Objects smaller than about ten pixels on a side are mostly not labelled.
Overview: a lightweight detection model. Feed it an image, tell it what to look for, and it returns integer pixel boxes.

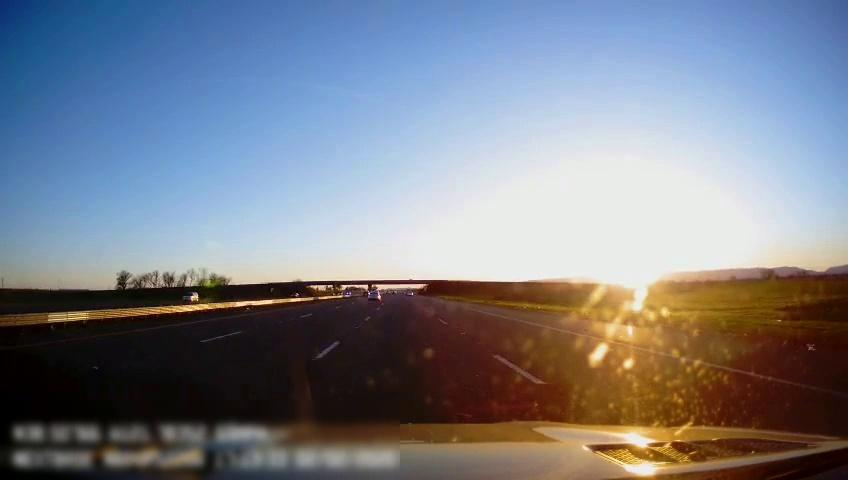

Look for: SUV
[182,292,199,303]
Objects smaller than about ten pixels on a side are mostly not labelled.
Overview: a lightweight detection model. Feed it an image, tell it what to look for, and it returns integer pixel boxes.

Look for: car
[368,291,381,301]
